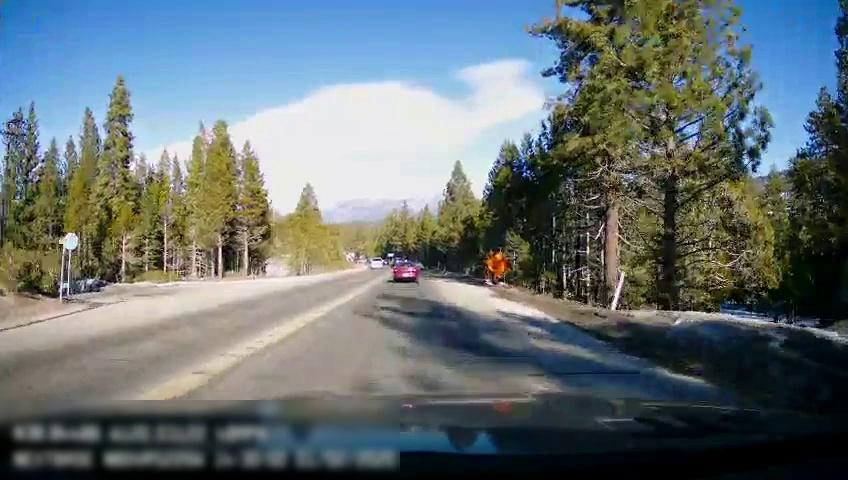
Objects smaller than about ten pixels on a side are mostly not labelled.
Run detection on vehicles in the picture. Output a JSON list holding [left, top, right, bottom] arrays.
[[391, 257, 407, 267], [368, 256, 385, 269], [392, 264, 416, 281]]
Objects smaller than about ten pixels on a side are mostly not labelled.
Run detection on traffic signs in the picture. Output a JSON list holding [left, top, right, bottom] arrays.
[[488, 256, 512, 272]]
